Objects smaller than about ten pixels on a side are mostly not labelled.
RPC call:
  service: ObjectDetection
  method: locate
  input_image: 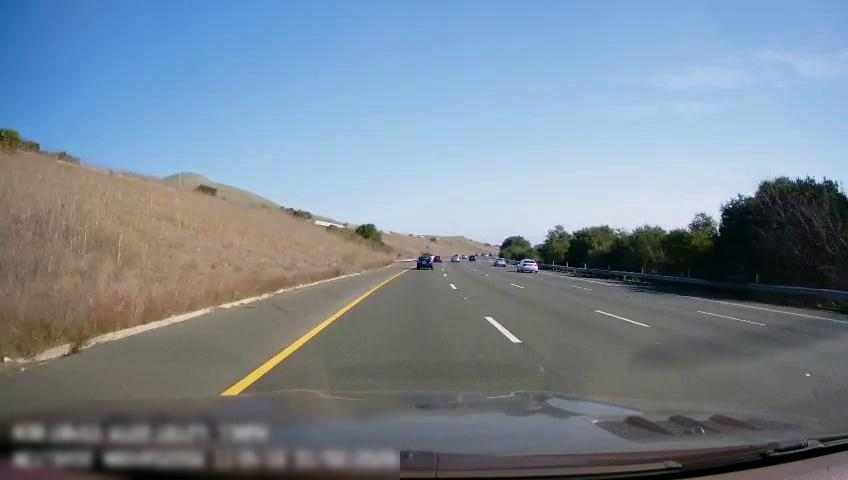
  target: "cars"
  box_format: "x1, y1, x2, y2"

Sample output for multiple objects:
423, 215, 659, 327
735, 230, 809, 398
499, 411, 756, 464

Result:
493, 257, 507, 267
416, 255, 434, 270
450, 253, 462, 263
516, 258, 539, 273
